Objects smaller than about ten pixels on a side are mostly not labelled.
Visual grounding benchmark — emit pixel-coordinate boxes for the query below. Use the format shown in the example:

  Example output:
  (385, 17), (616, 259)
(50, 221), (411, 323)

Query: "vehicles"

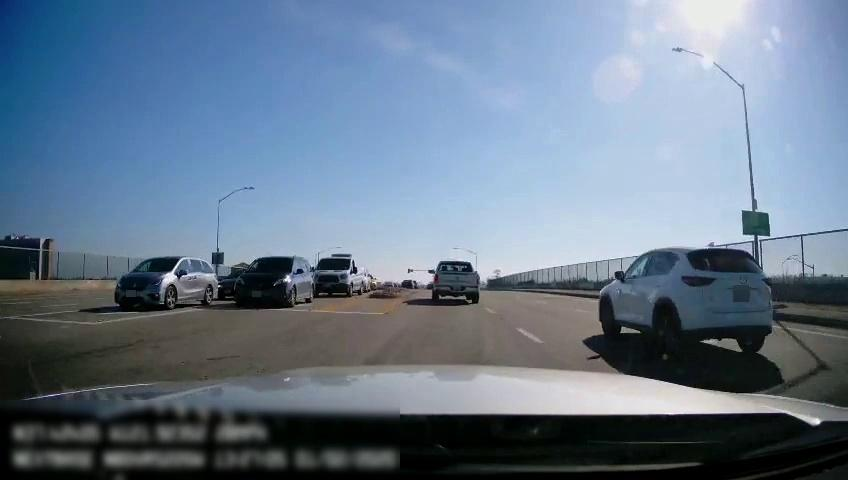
(598, 245), (774, 359)
(401, 279), (415, 289)
(427, 260), (480, 304)
(217, 268), (249, 301)
(368, 274), (377, 292)
(233, 255), (316, 309)
(311, 257), (365, 299)
(113, 256), (219, 312)
(363, 272), (372, 293)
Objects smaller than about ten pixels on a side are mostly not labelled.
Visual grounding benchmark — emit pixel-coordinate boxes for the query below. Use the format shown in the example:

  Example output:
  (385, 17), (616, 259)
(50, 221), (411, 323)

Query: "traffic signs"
(742, 210), (771, 237)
